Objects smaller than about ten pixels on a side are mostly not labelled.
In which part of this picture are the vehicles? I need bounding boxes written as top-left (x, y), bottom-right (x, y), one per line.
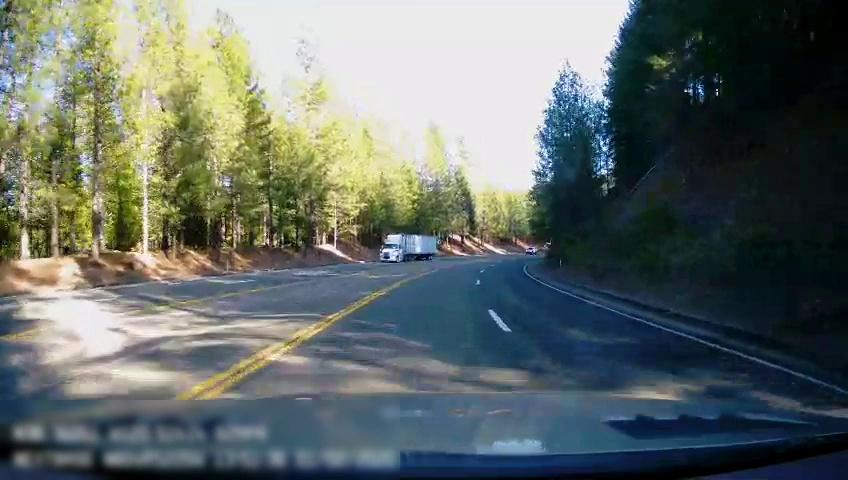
top-left (379, 234), bottom-right (439, 263)
top-left (525, 247), bottom-right (539, 256)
